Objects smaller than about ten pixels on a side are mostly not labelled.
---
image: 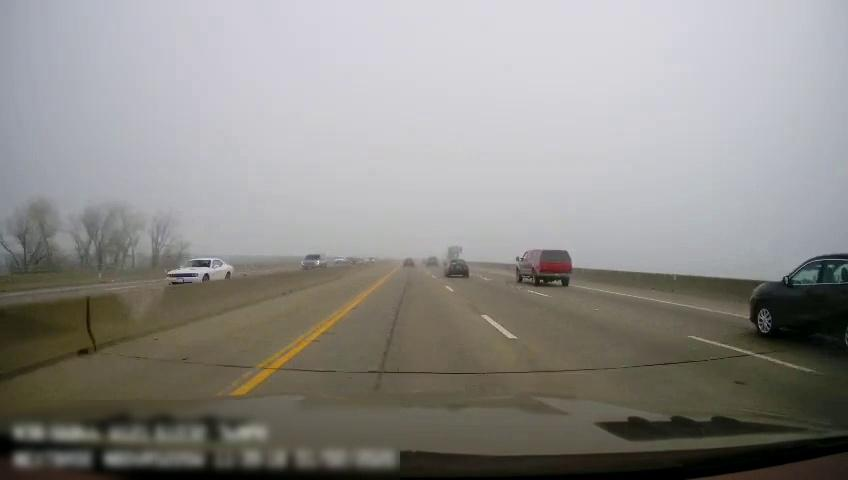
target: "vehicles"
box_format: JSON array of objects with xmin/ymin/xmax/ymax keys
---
[
  {"xmin": 334, "ymin": 255, "xmax": 346, "ymax": 264},
  {"xmin": 300, "ymin": 254, "xmax": 329, "ymax": 272},
  {"xmin": 165, "ymin": 257, "xmax": 235, "ymax": 286},
  {"xmin": 747, "ymin": 251, "xmax": 848, "ymax": 345},
  {"xmin": 403, "ymin": 257, "xmax": 415, "ymax": 267},
  {"xmin": 442, "ymin": 245, "xmax": 464, "ymax": 266},
  {"xmin": 514, "ymin": 248, "xmax": 573, "ymax": 288},
  {"xmin": 444, "ymin": 259, "xmax": 470, "ymax": 278},
  {"xmin": 426, "ymin": 255, "xmax": 438, "ymax": 267}
]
